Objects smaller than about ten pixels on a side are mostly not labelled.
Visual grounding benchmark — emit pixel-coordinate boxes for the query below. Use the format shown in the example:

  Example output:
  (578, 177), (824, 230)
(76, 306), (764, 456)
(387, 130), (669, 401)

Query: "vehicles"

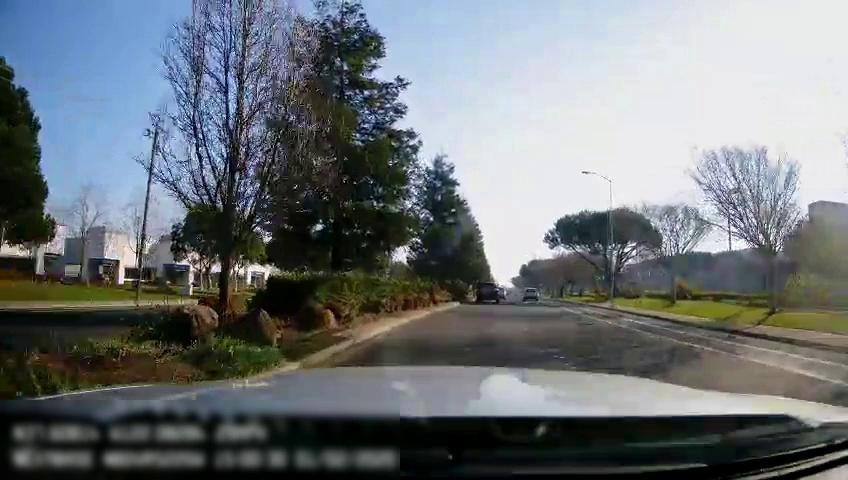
(490, 286), (507, 301)
(522, 288), (540, 302)
(476, 281), (500, 305)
